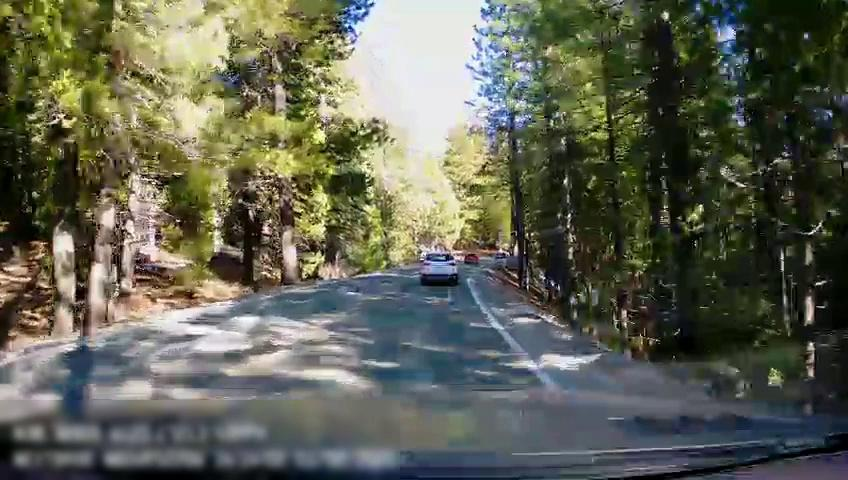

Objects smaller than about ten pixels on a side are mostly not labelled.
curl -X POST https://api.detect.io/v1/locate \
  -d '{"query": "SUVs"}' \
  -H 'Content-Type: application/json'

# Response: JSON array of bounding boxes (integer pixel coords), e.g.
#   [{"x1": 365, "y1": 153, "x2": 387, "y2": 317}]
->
[
  {"x1": 419, "y1": 251, "x2": 459, "y2": 287},
  {"x1": 463, "y1": 252, "x2": 480, "y2": 265}
]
